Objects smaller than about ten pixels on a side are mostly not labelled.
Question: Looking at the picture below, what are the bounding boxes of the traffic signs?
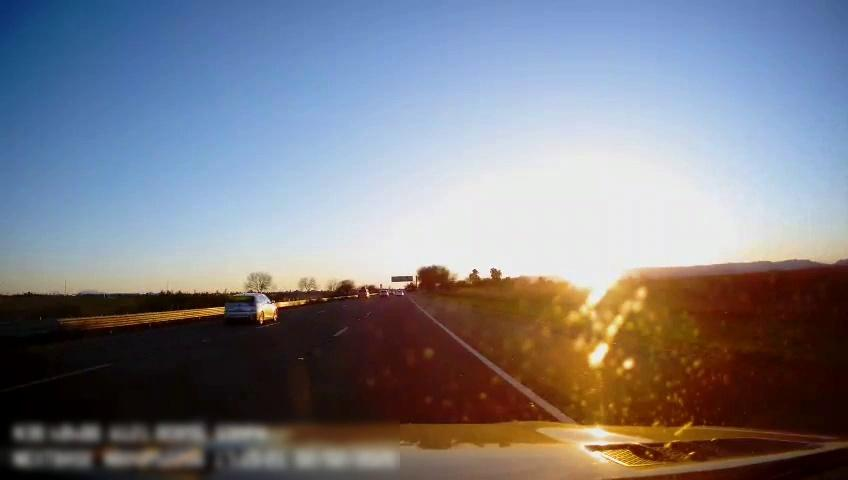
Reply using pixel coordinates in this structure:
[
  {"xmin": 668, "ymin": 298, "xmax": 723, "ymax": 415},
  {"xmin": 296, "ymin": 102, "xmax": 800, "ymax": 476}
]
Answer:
[{"xmin": 390, "ymin": 276, "xmax": 413, "ymax": 282}]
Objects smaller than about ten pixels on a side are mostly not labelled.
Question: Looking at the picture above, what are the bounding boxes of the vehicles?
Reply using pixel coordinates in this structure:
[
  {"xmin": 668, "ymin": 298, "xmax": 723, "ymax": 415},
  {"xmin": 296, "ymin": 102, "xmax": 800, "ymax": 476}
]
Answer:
[
  {"xmin": 224, "ymin": 293, "xmax": 280, "ymax": 327},
  {"xmin": 356, "ymin": 286, "xmax": 371, "ymax": 299}
]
